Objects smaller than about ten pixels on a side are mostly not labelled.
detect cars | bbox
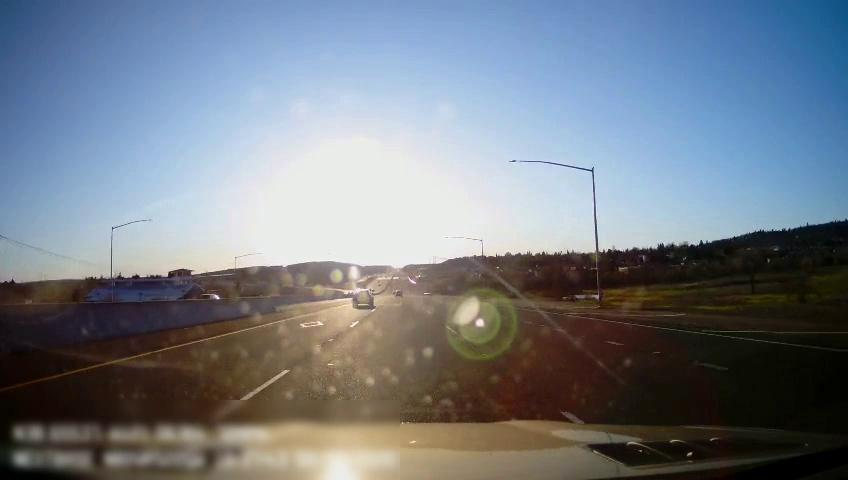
[352,288,375,310]
[198,293,220,299]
